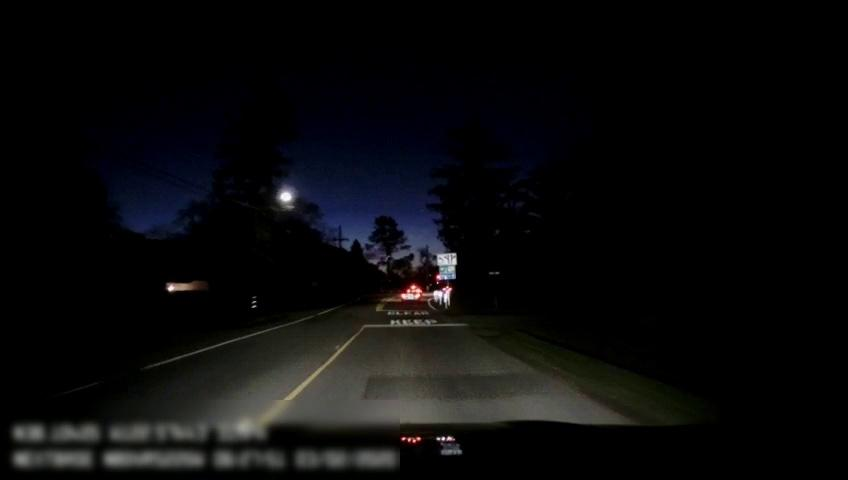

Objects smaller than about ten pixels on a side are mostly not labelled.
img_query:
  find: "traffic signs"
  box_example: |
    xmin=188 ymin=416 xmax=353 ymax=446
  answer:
xmin=440 ymin=265 xmax=455 ymax=279
xmin=438 ymin=254 xmax=457 ymax=265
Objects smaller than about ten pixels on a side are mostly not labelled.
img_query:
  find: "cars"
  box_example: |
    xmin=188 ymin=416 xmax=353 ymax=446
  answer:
xmin=401 ymin=287 xmax=420 ymax=303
